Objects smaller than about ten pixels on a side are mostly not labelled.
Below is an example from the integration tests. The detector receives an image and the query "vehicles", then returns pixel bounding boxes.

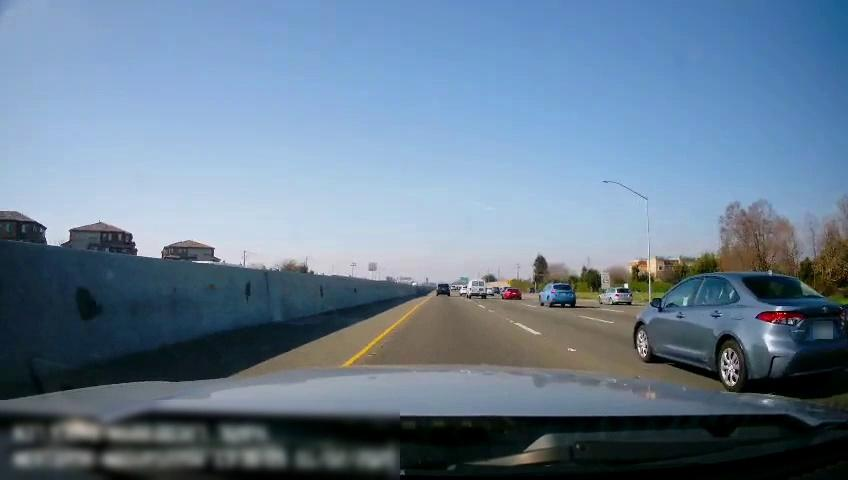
[458,285,466,297]
[500,288,522,300]
[466,280,487,299]
[538,282,577,308]
[598,287,634,305]
[435,282,451,297]
[632,271,848,393]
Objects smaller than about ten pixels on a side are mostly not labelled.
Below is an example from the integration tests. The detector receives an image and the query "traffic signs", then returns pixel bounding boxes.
[600,271,610,284]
